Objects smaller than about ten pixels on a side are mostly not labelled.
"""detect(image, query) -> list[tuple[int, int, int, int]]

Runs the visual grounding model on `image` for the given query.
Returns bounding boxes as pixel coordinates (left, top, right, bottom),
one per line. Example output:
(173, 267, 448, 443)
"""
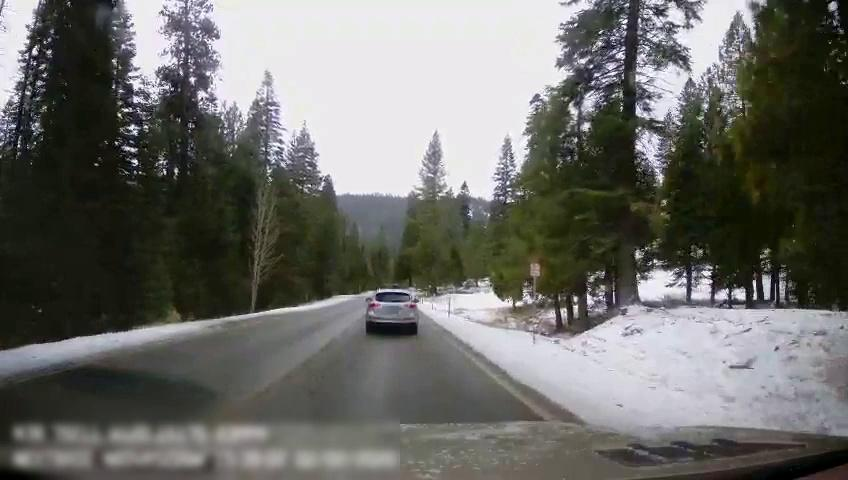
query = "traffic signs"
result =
(530, 263, 540, 277)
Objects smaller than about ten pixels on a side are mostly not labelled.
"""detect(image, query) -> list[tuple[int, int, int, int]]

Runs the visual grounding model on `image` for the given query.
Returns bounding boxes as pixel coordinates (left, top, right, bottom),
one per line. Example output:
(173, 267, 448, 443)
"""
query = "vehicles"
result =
(365, 289, 420, 334)
(383, 284, 404, 289)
